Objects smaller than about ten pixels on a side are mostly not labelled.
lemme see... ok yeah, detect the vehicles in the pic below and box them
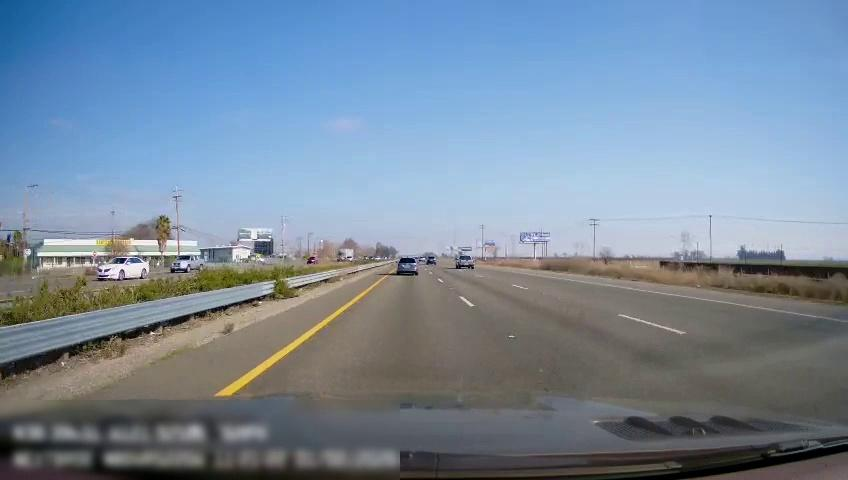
[170,255,207,273]
[306,255,321,265]
[425,255,437,265]
[336,248,354,263]
[95,256,150,281]
[455,255,475,270]
[395,257,419,276]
